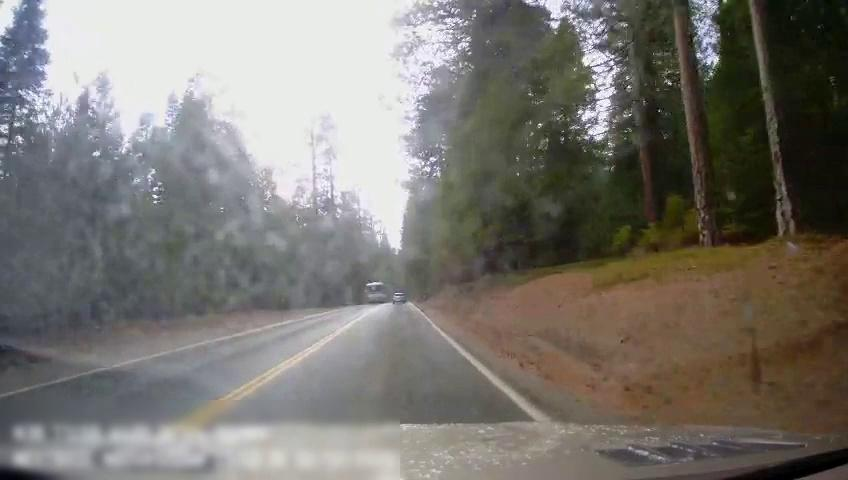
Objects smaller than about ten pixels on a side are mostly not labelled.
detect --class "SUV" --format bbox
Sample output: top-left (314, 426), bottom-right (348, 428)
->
top-left (391, 292), bottom-right (406, 304)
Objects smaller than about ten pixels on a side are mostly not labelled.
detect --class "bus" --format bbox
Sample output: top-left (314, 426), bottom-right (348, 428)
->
top-left (365, 282), bottom-right (387, 305)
